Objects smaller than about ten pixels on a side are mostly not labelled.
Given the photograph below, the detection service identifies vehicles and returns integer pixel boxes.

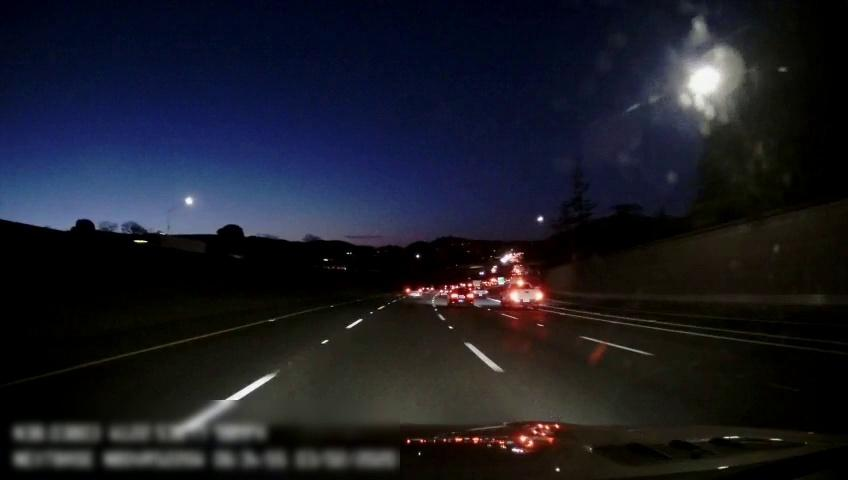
[132,237,205,253]
[499,282,543,311]
[474,285,489,299]
[439,285,453,297]
[405,284,423,299]
[447,287,475,308]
